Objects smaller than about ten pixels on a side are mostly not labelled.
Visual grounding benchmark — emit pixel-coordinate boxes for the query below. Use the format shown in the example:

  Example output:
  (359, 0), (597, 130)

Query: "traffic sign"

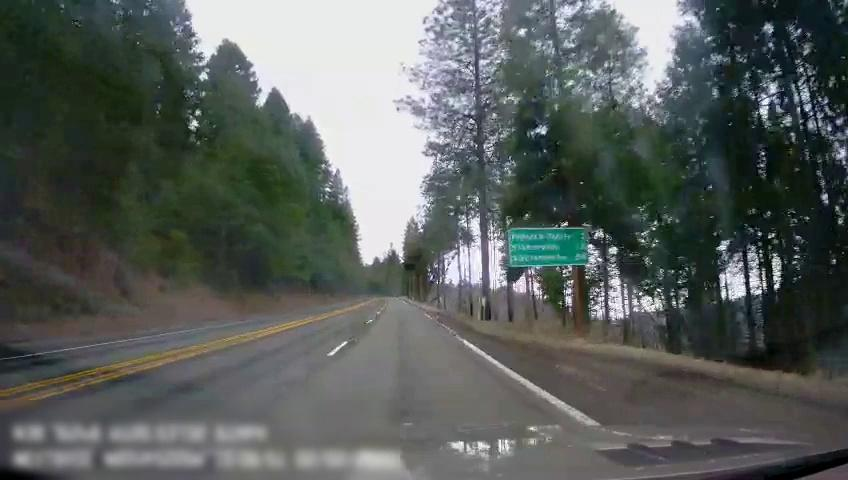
(507, 227), (589, 267)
